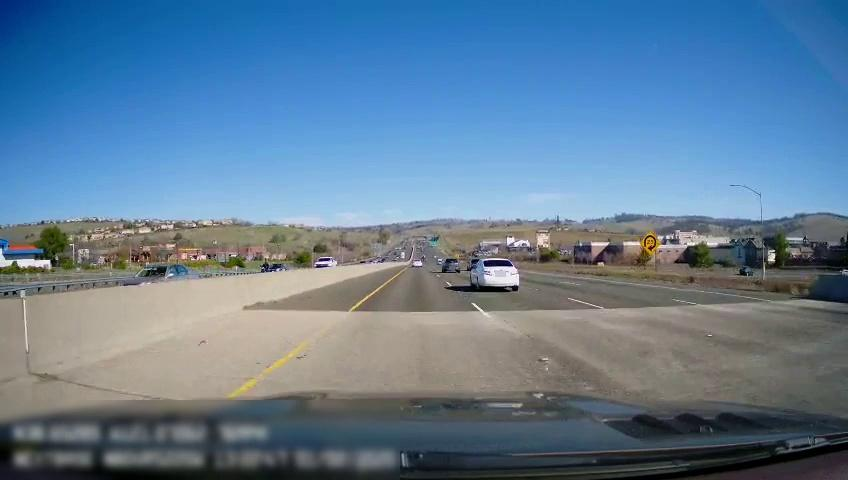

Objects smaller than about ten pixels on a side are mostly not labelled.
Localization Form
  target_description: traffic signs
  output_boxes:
[639,231,661,257]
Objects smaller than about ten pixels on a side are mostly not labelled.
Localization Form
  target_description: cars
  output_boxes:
[265,263,287,273]
[441,257,461,273]
[466,259,480,271]
[121,264,191,286]
[470,257,520,292]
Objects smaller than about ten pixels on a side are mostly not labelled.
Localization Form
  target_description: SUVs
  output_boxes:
[314,257,338,268]
[412,258,423,267]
